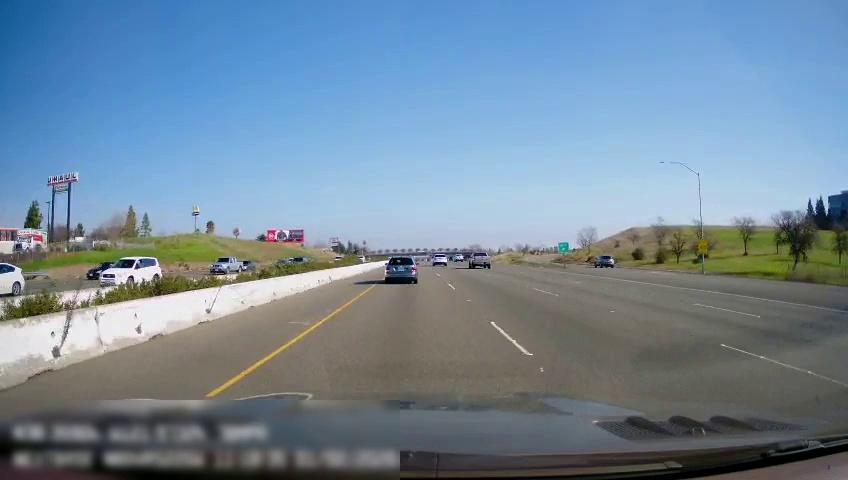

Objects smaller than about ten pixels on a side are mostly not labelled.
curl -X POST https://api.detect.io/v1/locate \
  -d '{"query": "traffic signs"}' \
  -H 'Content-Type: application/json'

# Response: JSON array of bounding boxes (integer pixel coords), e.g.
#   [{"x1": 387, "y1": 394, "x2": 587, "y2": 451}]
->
[{"x1": 557, "y1": 241, "x2": 570, "y2": 255}]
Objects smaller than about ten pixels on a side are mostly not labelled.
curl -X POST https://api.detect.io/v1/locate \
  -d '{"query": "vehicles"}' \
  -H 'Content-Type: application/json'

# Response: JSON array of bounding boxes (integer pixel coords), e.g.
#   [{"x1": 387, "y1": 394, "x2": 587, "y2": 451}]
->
[
  {"x1": 242, "y1": 260, "x2": 257, "y2": 273},
  {"x1": 0, "y1": 262, "x2": 25, "y2": 298},
  {"x1": 86, "y1": 263, "x2": 117, "y2": 280},
  {"x1": 98, "y1": 257, "x2": 162, "y2": 288},
  {"x1": 384, "y1": 257, "x2": 420, "y2": 285},
  {"x1": 468, "y1": 251, "x2": 491, "y2": 269},
  {"x1": 594, "y1": 255, "x2": 614, "y2": 269},
  {"x1": 208, "y1": 256, "x2": 244, "y2": 275},
  {"x1": 432, "y1": 253, "x2": 448, "y2": 267},
  {"x1": 454, "y1": 253, "x2": 464, "y2": 262}
]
